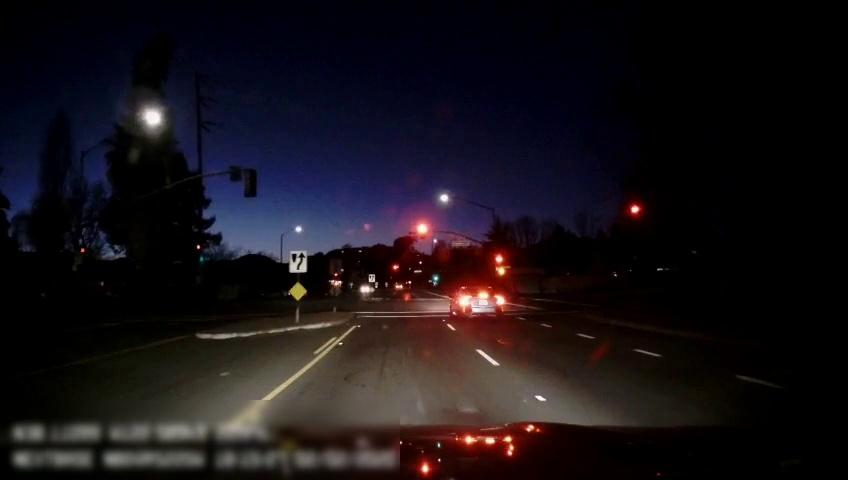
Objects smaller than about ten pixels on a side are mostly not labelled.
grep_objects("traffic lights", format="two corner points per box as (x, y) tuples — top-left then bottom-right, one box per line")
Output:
(196, 244), (201, 257)
(77, 247), (85, 265)
(419, 224), (425, 240)
(243, 168), (257, 198)
(496, 256), (501, 268)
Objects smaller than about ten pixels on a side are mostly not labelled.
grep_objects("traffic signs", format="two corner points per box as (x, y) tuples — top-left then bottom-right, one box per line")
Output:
(287, 281), (308, 302)
(289, 250), (307, 273)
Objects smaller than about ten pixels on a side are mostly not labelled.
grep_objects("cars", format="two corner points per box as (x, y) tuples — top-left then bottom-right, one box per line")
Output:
(448, 288), (507, 324)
